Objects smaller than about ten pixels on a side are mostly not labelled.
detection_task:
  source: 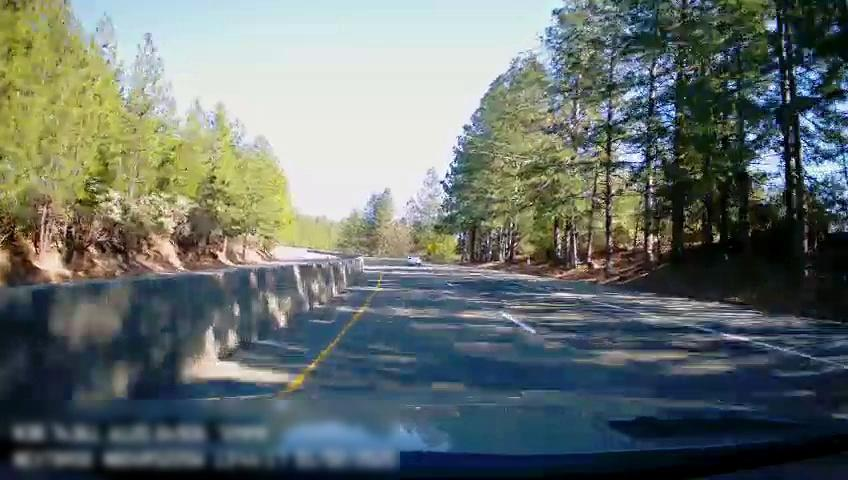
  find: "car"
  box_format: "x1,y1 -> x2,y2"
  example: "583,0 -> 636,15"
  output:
406,255 -> 423,267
